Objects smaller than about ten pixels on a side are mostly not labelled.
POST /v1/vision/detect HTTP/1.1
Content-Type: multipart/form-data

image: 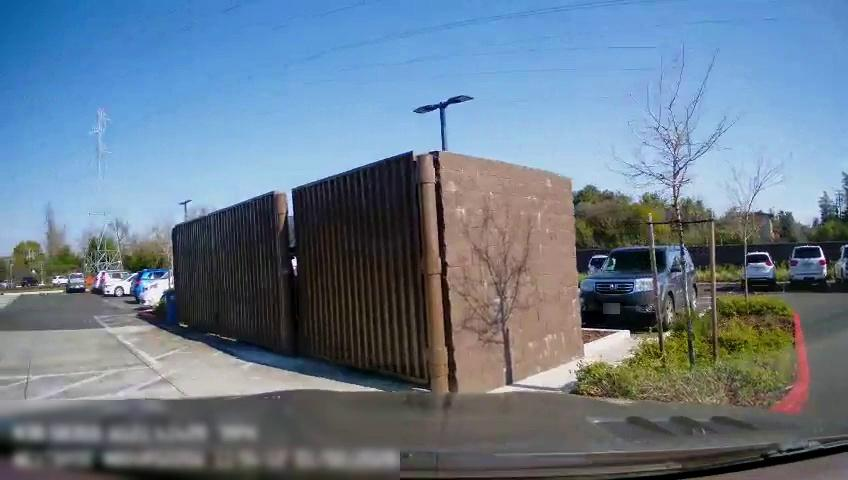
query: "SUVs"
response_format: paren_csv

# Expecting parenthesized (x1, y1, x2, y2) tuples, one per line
(586, 254, 608, 278)
(93, 270, 123, 293)
(789, 245, 829, 288)
(580, 244, 697, 334)
(741, 252, 777, 289)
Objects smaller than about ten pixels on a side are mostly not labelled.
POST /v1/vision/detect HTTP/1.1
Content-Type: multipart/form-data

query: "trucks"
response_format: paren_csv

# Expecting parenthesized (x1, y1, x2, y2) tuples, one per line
(65, 272, 86, 293)
(832, 244, 848, 287)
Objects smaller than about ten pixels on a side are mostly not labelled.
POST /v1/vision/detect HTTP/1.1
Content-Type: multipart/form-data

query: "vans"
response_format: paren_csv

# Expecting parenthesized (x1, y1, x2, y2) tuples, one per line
(141, 271, 174, 310)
